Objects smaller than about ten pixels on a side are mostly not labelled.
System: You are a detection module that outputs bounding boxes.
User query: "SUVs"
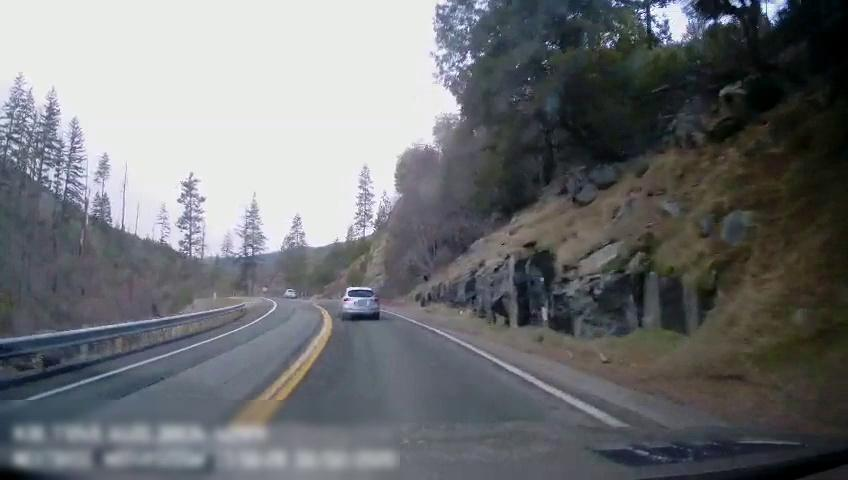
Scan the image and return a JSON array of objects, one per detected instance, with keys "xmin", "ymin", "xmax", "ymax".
[
  {"xmin": 282, "ymin": 288, "xmax": 296, "ymax": 299},
  {"xmin": 337, "ymin": 287, "xmax": 380, "ymax": 321}
]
